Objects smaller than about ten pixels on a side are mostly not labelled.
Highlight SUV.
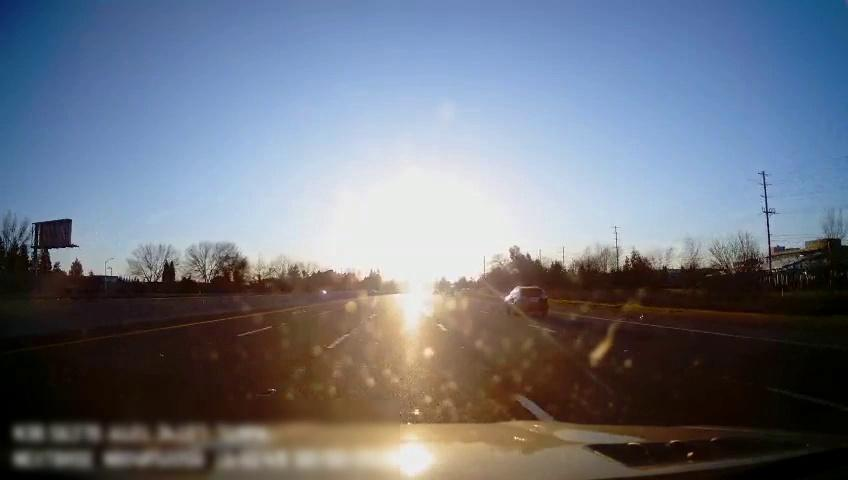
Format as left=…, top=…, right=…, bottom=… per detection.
left=503, top=285, right=550, bottom=318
